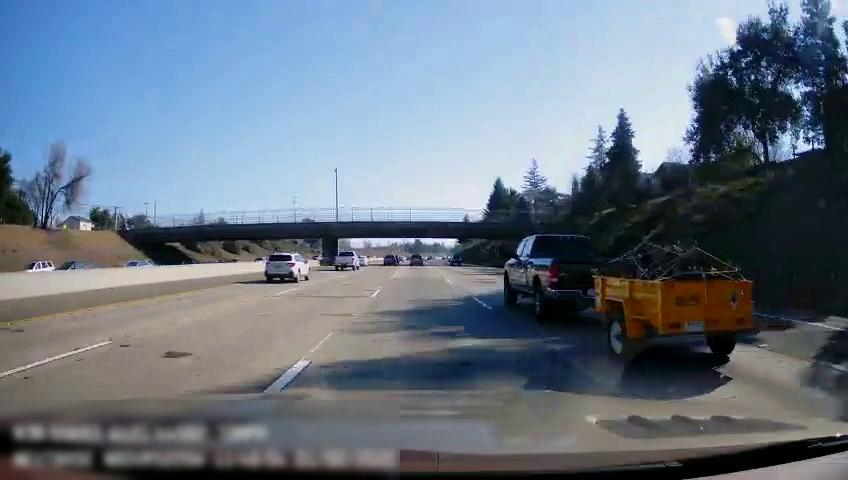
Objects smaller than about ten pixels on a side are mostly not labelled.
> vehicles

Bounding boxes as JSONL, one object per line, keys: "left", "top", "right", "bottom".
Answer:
{"left": 590, "top": 267, "right": 755, "bottom": 362}
{"left": 55, "top": 260, "right": 88, "bottom": 271}
{"left": 359, "top": 255, "right": 369, "bottom": 266}
{"left": 23, "top": 261, "right": 56, "bottom": 273}
{"left": 127, "top": 260, "right": 153, "bottom": 268}
{"left": 255, "top": 256, "right": 268, "bottom": 264}
{"left": 263, "top": 253, "right": 313, "bottom": 283}
{"left": 382, "top": 254, "right": 398, "bottom": 266}
{"left": 449, "top": 255, "right": 463, "bottom": 266}
{"left": 502, "top": 234, "right": 619, "bottom": 321}
{"left": 409, "top": 254, "right": 424, "bottom": 267}
{"left": 333, "top": 250, "right": 361, "bottom": 271}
